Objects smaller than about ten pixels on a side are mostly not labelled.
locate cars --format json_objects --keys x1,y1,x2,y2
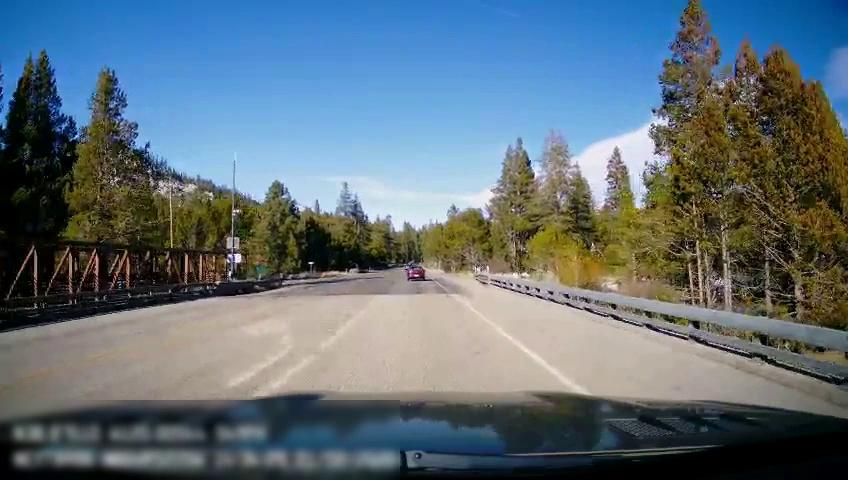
[{"x1": 406, "y1": 265, "x2": 425, "y2": 281}]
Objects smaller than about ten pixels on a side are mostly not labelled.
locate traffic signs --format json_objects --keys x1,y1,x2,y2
[
  {"x1": 225, "y1": 237, "x2": 241, "y2": 250},
  {"x1": 226, "y1": 252, "x2": 243, "y2": 264}
]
